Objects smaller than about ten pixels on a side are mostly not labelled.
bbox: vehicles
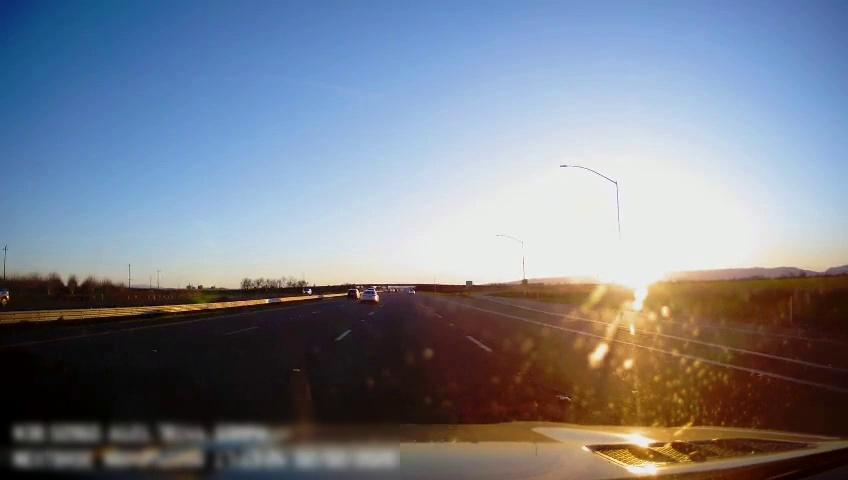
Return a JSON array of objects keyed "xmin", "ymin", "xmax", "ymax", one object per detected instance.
[
  {"xmin": 0, "ymin": 284, "xmax": 10, "ymax": 308},
  {"xmin": 347, "ymin": 289, "xmax": 361, "ymax": 299},
  {"xmin": 361, "ymin": 289, "xmax": 379, "ymax": 304}
]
